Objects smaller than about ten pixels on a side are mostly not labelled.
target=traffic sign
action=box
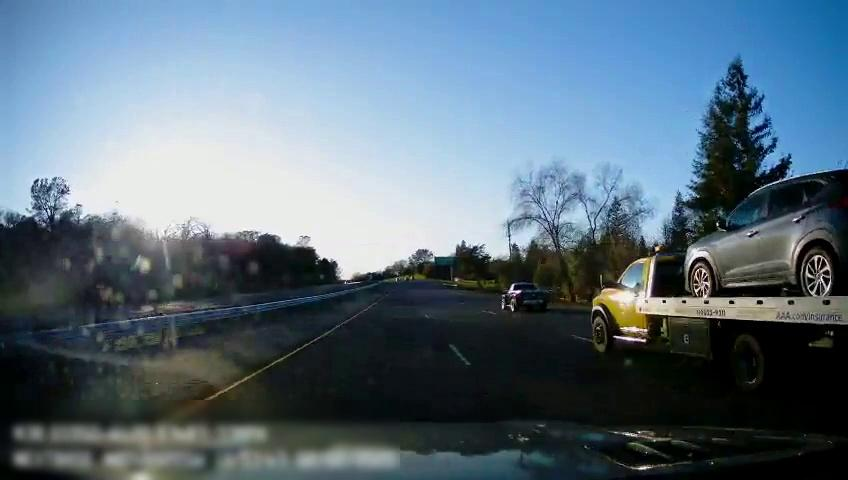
[435,256,453,266]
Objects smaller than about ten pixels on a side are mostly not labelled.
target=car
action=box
[500,283,550,312]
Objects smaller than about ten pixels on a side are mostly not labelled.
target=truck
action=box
[591,168,848,393]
